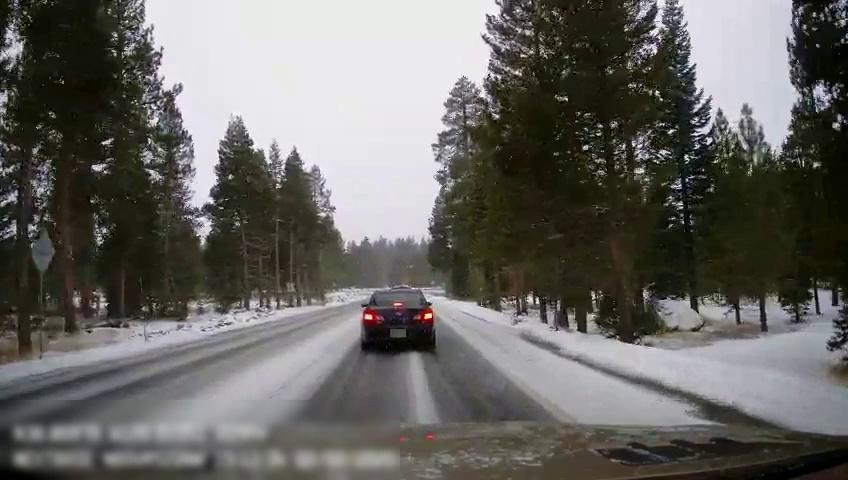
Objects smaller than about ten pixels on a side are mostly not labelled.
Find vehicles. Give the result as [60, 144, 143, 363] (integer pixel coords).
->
[391, 285, 412, 291]
[360, 290, 435, 349]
